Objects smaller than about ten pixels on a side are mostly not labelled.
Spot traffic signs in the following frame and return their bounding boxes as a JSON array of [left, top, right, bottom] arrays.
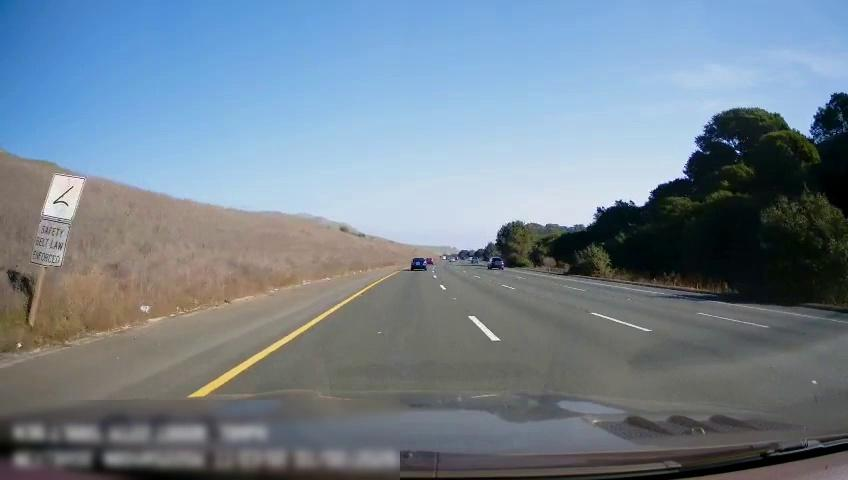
[[40, 173, 87, 224], [30, 220, 71, 268]]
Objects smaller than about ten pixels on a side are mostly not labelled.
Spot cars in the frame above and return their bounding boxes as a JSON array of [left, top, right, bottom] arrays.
[[410, 257, 427, 271]]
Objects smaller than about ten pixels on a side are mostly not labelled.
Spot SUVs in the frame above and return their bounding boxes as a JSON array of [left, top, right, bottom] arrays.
[[487, 256, 505, 270]]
